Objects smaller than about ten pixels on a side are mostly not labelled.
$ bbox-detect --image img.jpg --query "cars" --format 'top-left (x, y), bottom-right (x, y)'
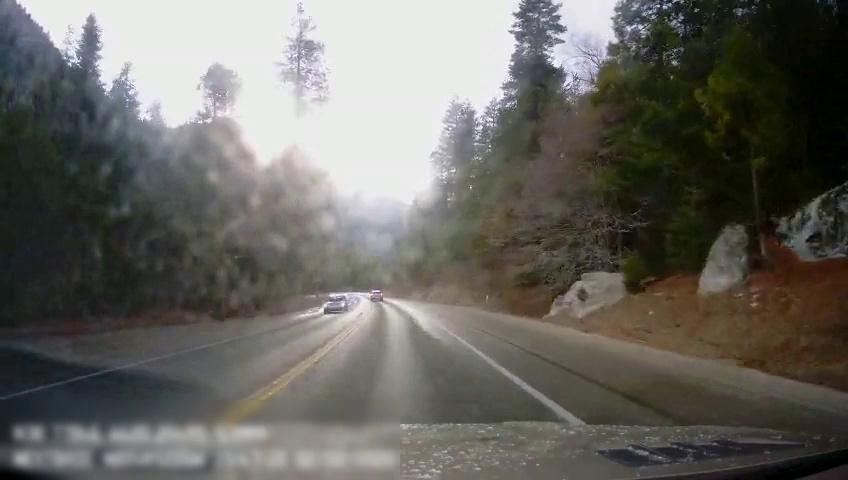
top-left (369, 289), bottom-right (384, 302)
top-left (323, 293), bottom-right (348, 315)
